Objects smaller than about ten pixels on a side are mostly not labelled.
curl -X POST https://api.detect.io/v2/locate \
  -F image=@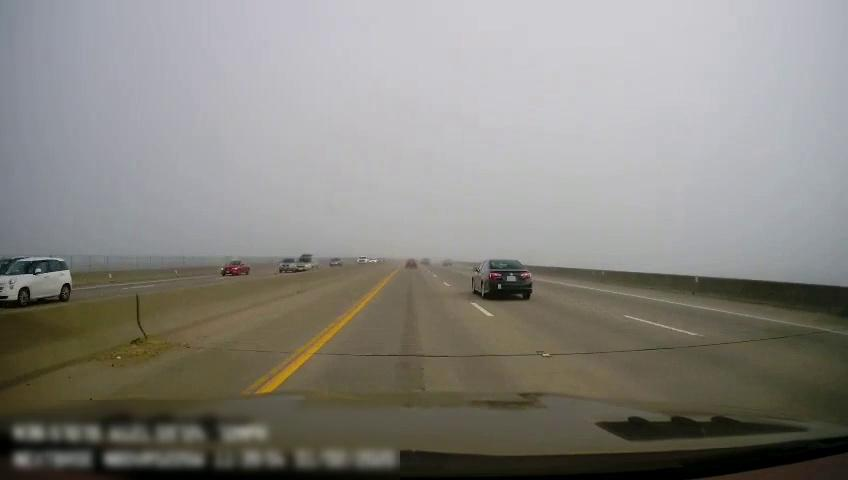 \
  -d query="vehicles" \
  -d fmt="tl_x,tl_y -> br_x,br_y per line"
278,257 -> 300,274
328,258 -> 344,269
293,254 -> 321,273
356,256 -> 370,264
405,258 -> 418,268
470,258 -> 533,300
419,256 -> 432,266
0,255 -> 33,278
0,256 -> 73,309
219,259 -> 252,277
441,258 -> 453,266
